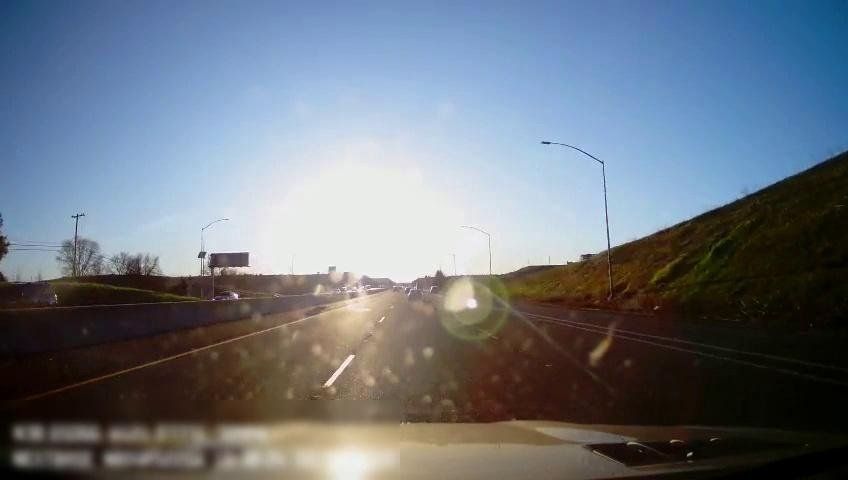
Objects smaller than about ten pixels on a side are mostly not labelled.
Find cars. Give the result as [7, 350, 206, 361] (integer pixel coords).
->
[212, 291, 239, 300]
[408, 289, 422, 300]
